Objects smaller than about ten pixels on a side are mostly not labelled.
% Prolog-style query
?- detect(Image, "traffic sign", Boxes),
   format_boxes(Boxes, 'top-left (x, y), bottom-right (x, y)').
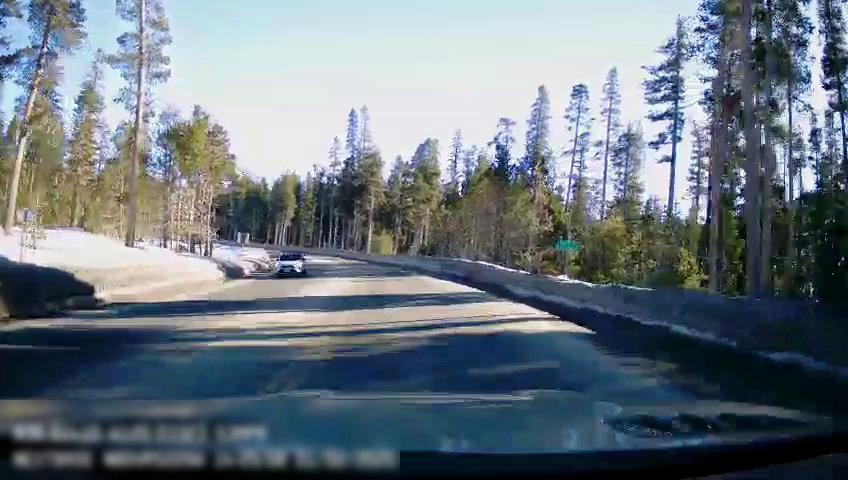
top-left (554, 238), bottom-right (579, 250)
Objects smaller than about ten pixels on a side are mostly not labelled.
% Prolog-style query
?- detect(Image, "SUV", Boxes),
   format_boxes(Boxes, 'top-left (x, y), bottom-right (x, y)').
top-left (272, 253), bottom-right (307, 279)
